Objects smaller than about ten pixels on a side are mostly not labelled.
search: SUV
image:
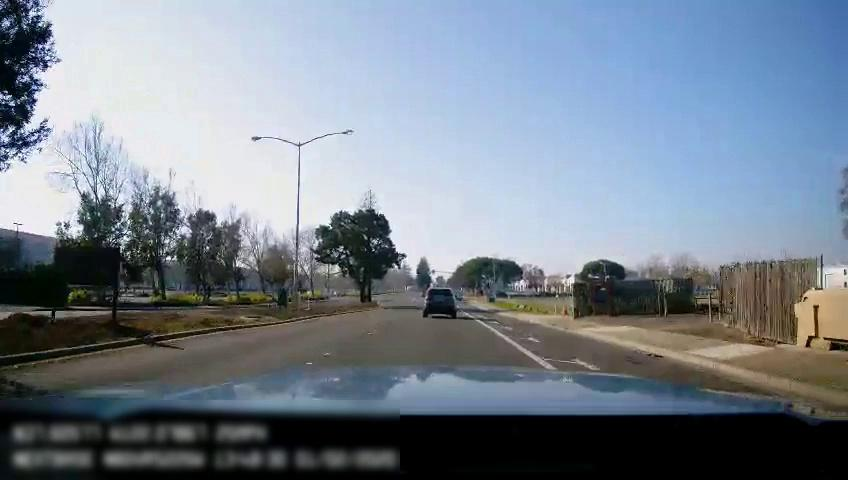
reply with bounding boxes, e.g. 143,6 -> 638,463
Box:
422,288 -> 457,318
